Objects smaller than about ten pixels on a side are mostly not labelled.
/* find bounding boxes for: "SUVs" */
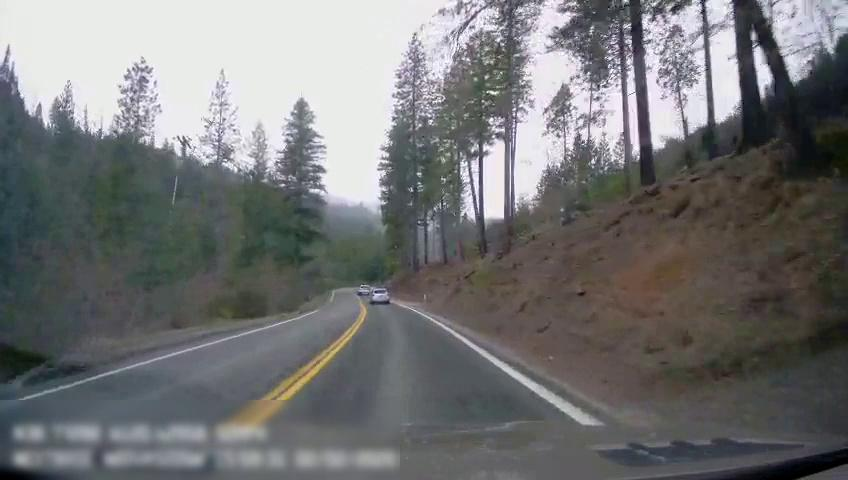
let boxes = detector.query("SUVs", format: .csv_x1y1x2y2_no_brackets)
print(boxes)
370,288,390,304
358,285,371,296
